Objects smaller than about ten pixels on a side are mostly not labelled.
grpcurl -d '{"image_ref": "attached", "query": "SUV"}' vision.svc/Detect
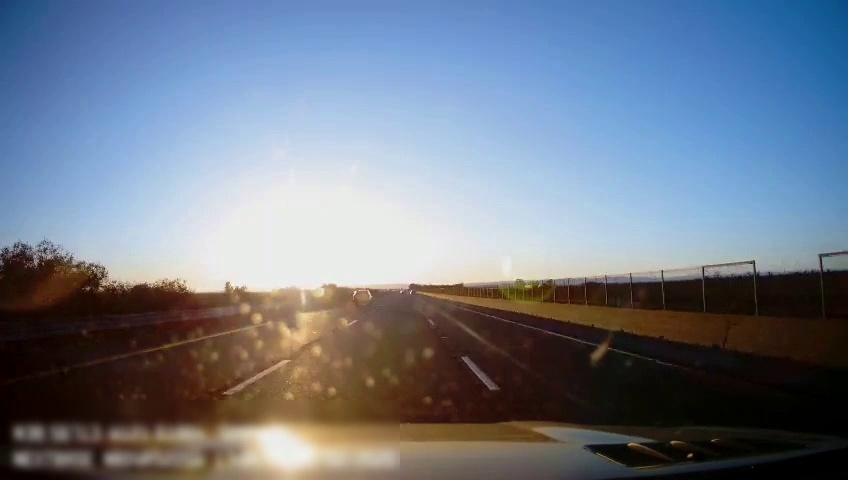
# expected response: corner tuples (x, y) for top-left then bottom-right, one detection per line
(353, 289), (373, 306)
